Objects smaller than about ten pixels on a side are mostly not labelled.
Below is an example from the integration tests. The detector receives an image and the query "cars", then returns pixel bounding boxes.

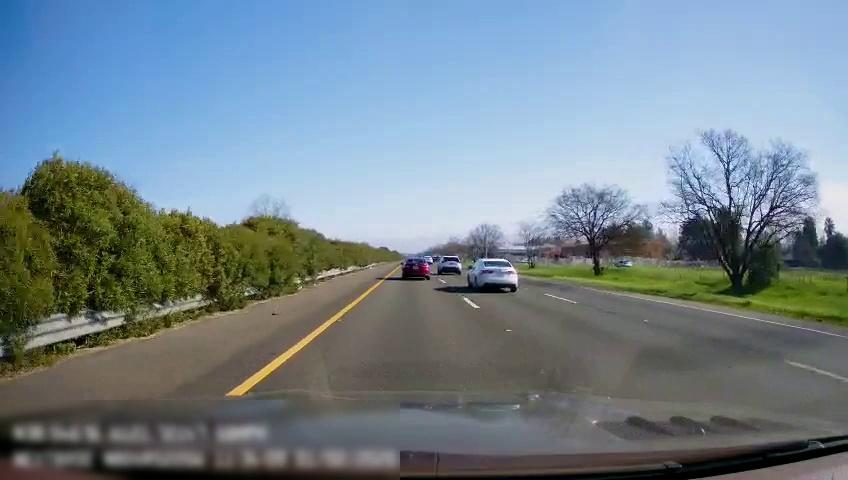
[466,258,519,292]
[436,257,462,274]
[398,258,431,281]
